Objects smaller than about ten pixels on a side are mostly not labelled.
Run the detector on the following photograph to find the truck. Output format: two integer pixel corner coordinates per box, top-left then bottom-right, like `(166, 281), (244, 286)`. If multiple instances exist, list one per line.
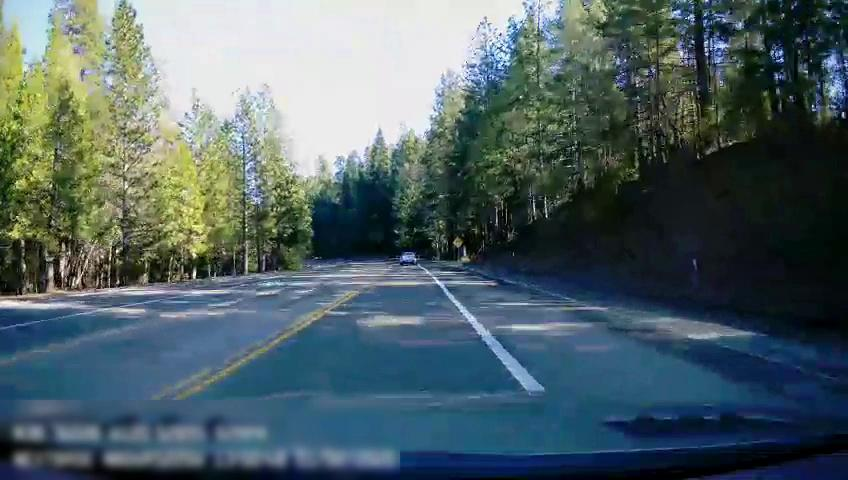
(399, 251), (417, 267)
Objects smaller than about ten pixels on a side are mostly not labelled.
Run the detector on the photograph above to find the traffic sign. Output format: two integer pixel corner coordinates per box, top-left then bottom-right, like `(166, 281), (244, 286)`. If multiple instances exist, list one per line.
(452, 235), (464, 249)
